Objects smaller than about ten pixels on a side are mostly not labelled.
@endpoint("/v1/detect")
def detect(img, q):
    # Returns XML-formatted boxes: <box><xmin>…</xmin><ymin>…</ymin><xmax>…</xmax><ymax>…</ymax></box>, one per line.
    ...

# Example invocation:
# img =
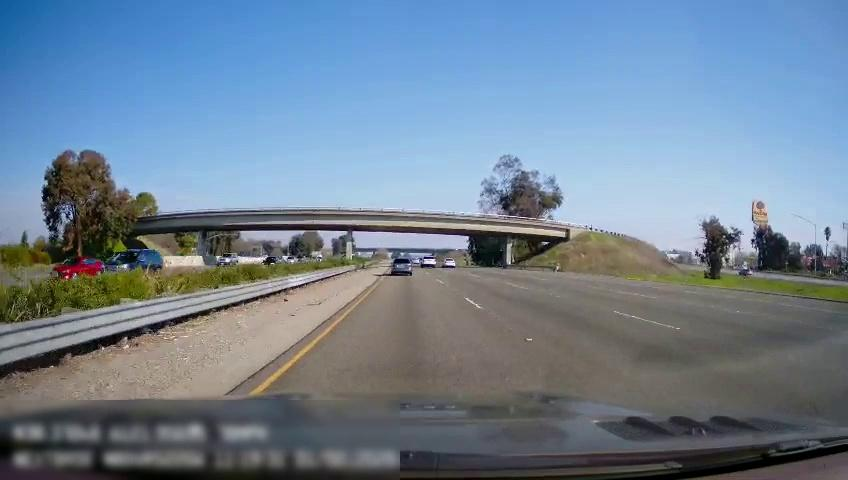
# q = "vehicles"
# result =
<box><xmin>283</xmin><ymin>256</ymin><xmax>299</xmax><ymax>265</ymax></box>
<box><xmin>738</xmin><ymin>268</ymin><xmax>753</xmax><ymax>277</ymax></box>
<box><xmin>260</xmin><ymin>255</ymin><xmax>283</xmax><ymax>266</ymax></box>
<box><xmin>390</xmin><ymin>257</ymin><xmax>413</xmax><ymax>276</ymax></box>
<box><xmin>50</xmin><ymin>255</ymin><xmax>105</xmax><ymax>283</ymax></box>
<box><xmin>102</xmin><ymin>248</ymin><xmax>165</xmax><ymax>275</ymax></box>
<box><xmin>440</xmin><ymin>257</ymin><xmax>456</xmax><ymax>269</ymax></box>
<box><xmin>419</xmin><ymin>255</ymin><xmax>436</xmax><ymax>269</ymax></box>
<box><xmin>216</xmin><ymin>252</ymin><xmax>240</xmax><ymax>268</ymax></box>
